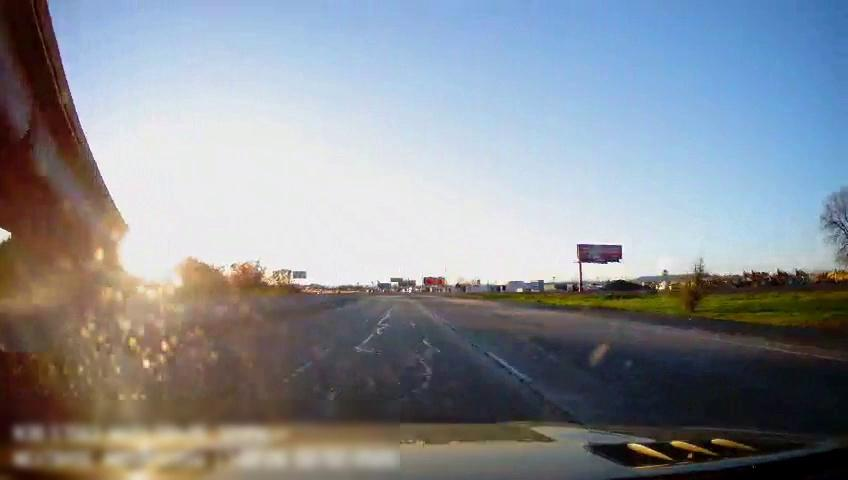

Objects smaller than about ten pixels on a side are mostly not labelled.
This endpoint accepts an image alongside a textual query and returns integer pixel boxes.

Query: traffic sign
[390,277,403,282]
